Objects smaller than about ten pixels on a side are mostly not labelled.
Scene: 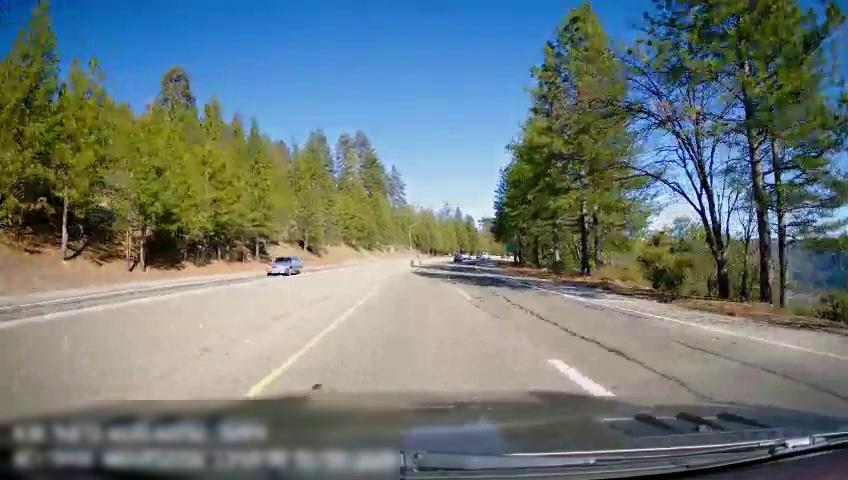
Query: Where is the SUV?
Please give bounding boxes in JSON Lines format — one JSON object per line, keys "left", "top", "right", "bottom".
{"left": 266, "top": 256, "right": 304, "bottom": 277}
